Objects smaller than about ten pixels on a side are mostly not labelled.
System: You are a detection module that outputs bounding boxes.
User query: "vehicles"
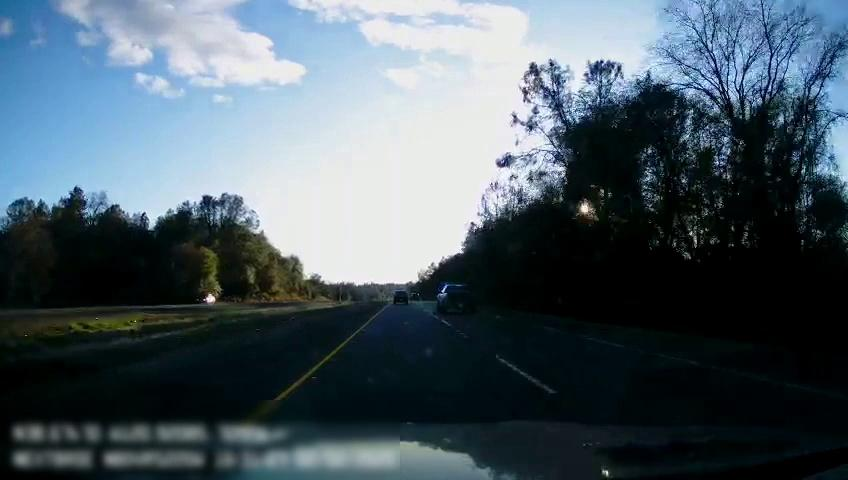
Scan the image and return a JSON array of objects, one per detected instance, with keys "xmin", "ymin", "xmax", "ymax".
[
  {"xmin": 394, "ymin": 291, "xmax": 408, "ymax": 304},
  {"xmin": 437, "ymin": 283, "xmax": 476, "ymax": 315},
  {"xmin": 194, "ymin": 293, "xmax": 216, "ymax": 305}
]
